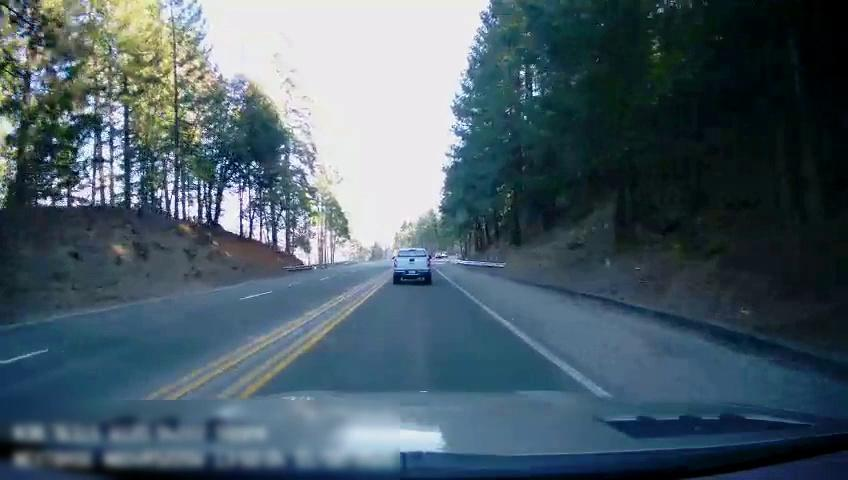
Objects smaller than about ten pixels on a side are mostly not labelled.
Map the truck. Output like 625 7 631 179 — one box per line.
391 247 433 286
